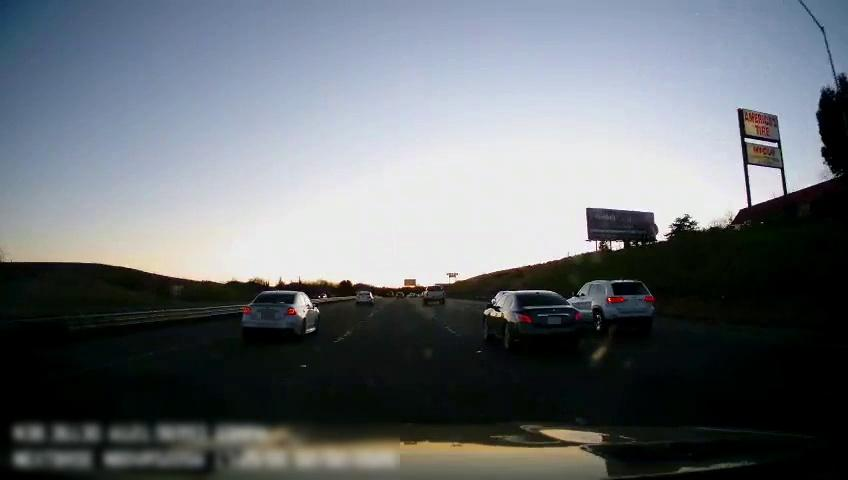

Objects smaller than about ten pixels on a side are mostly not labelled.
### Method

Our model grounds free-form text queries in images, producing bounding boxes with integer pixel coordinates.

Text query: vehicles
[317,292,328,299]
[482,290,583,355]
[566,279,656,337]
[355,291,376,306]
[423,285,445,306]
